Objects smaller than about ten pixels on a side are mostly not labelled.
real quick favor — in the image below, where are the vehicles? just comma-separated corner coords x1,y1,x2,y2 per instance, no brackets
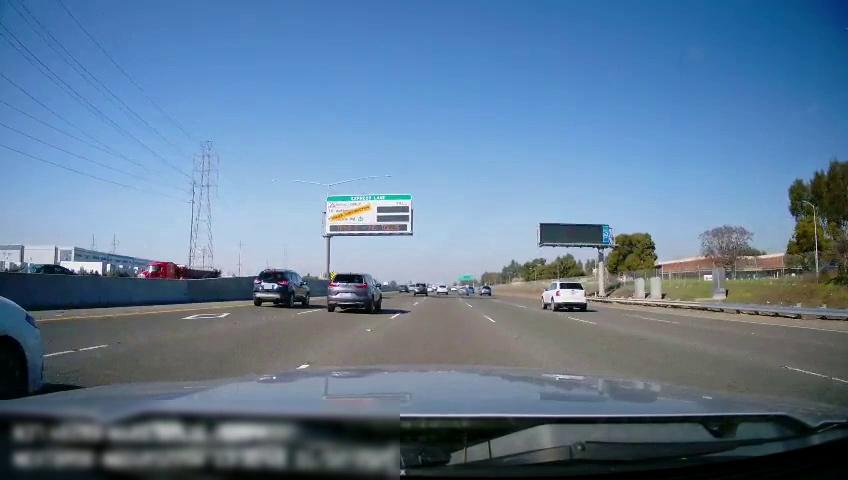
326,272,383,313
0,294,47,403
541,281,588,313
414,283,428,296
436,285,448,295
252,268,311,308
16,263,81,277
479,286,492,296
456,287,469,296
398,285,410,294
136,260,223,280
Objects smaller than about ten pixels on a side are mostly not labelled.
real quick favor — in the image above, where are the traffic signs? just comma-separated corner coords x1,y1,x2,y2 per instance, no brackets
325,192,413,235
601,224,610,243
460,274,473,282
